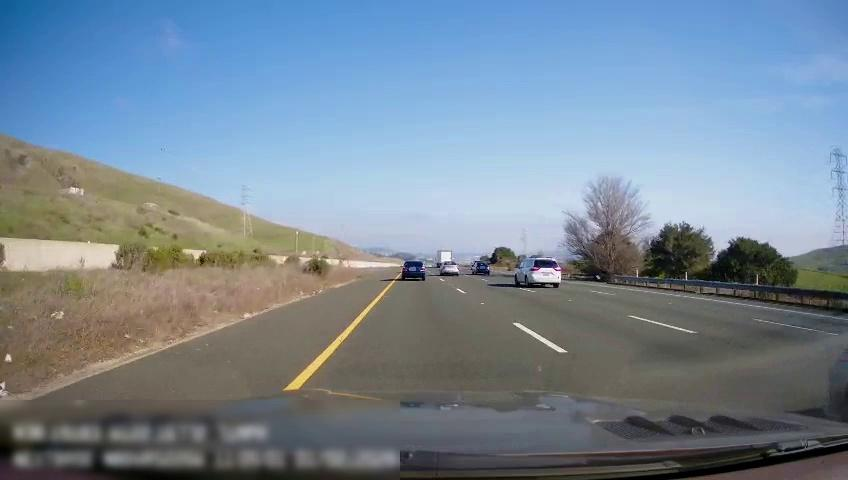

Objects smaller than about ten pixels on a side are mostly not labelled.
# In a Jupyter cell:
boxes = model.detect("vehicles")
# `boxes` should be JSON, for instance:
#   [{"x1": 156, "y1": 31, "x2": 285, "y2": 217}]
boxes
[
  {"x1": 401, "y1": 260, "x2": 426, "y2": 281},
  {"x1": 822, "y1": 346, "x2": 848, "y2": 424},
  {"x1": 436, "y1": 250, "x2": 453, "y2": 268},
  {"x1": 440, "y1": 261, "x2": 459, "y2": 276},
  {"x1": 513, "y1": 258, "x2": 562, "y2": 289},
  {"x1": 472, "y1": 263, "x2": 490, "y2": 275}
]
